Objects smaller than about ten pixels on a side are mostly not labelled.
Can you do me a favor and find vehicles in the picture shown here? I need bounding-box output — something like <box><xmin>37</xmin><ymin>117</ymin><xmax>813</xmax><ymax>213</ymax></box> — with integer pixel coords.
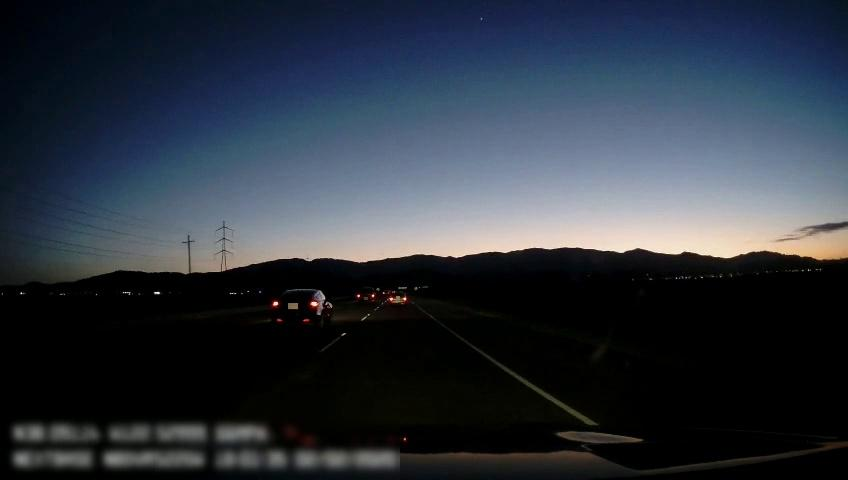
<box><xmin>389</xmin><ymin>289</ymin><xmax>408</xmax><ymax>304</ymax></box>
<box><xmin>354</xmin><ymin>286</ymin><xmax>377</xmax><ymax>301</ymax></box>
<box><xmin>269</xmin><ymin>288</ymin><xmax>333</xmax><ymax>329</ymax></box>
